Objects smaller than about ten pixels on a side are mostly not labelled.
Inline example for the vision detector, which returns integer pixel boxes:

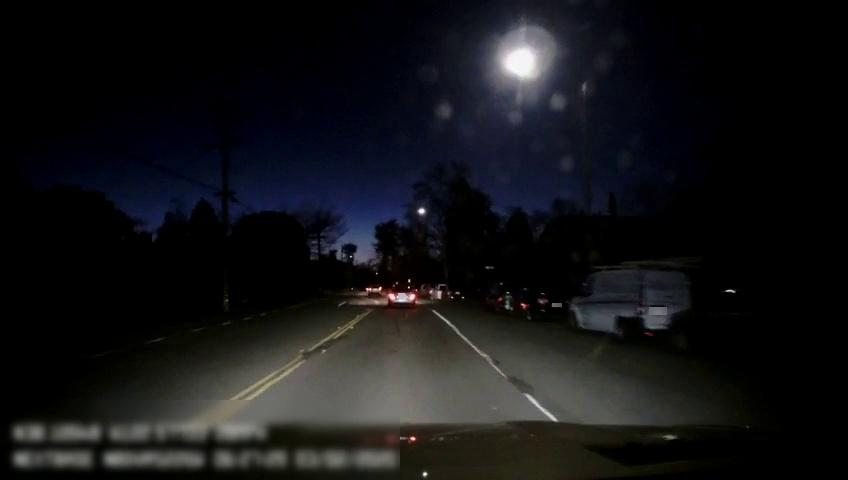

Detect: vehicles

[366,284,382,297]
[481,289,514,314]
[667,278,831,370]
[441,290,465,304]
[566,270,692,347]
[387,283,416,308]
[503,286,568,322]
